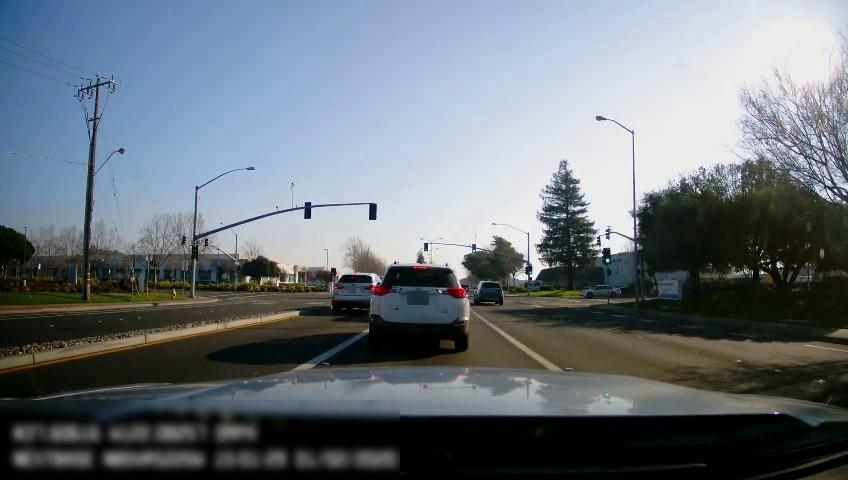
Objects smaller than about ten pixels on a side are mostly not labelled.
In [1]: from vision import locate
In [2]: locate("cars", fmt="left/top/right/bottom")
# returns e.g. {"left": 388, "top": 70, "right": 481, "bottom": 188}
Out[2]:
{"left": 580, "top": 283, "right": 623, "bottom": 300}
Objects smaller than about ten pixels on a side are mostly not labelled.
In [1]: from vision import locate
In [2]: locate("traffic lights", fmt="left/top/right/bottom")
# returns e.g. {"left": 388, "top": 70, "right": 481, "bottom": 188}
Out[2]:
{"left": 471, "top": 243, "right": 477, "bottom": 254}
{"left": 304, "top": 201, "right": 312, "bottom": 220}
{"left": 604, "top": 225, "right": 611, "bottom": 240}
{"left": 193, "top": 245, "right": 199, "bottom": 261}
{"left": 601, "top": 246, "right": 612, "bottom": 265}
{"left": 595, "top": 233, "right": 602, "bottom": 248}
{"left": 368, "top": 202, "right": 377, "bottom": 222}
{"left": 528, "top": 265, "right": 533, "bottom": 275}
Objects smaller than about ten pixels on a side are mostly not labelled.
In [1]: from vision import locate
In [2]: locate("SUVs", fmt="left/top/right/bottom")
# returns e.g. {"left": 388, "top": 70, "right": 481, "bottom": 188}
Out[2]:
{"left": 367, "top": 260, "right": 470, "bottom": 353}
{"left": 330, "top": 271, "right": 381, "bottom": 311}
{"left": 472, "top": 280, "right": 504, "bottom": 305}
